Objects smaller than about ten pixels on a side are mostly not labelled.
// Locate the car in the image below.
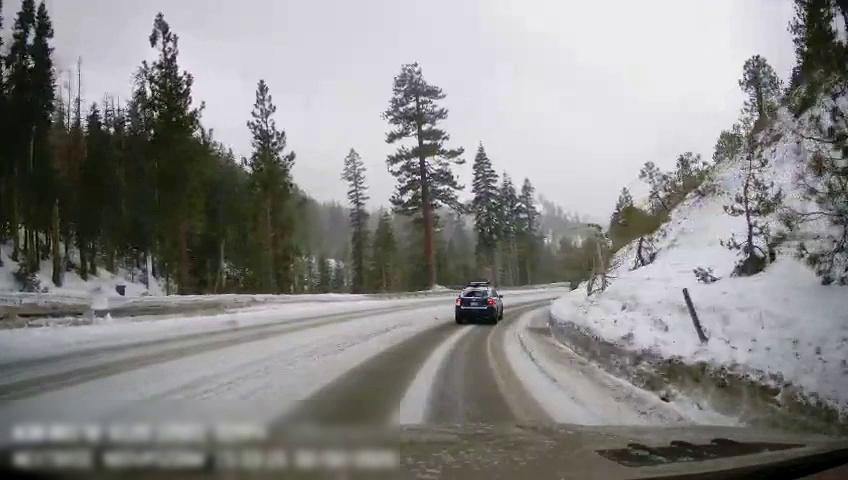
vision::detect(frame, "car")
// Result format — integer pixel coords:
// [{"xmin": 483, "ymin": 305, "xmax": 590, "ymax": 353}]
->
[{"xmin": 454, "ymin": 282, "xmax": 504, "ymax": 325}]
